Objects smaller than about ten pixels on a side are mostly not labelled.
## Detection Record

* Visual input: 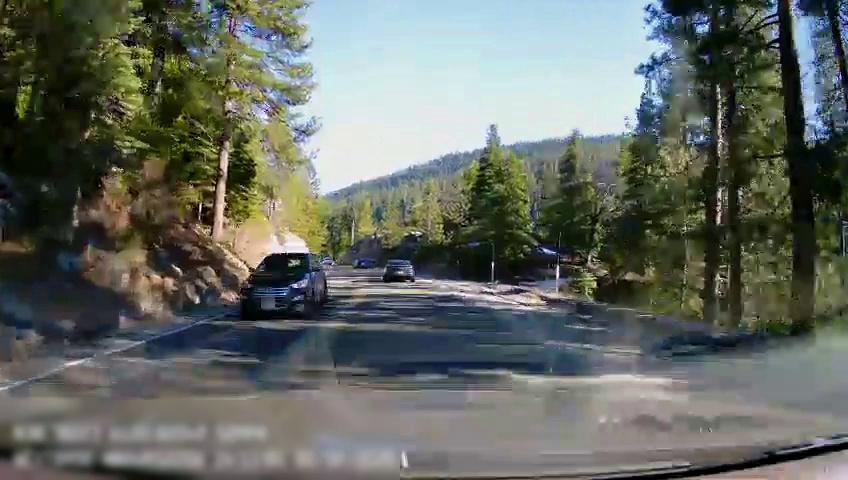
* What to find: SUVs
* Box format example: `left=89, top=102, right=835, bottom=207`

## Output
left=239, top=252, right=327, bottom=321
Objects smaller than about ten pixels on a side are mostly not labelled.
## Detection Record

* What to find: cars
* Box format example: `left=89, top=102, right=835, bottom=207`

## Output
left=384, top=259, right=414, bottom=282
left=353, top=258, right=368, bottom=269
